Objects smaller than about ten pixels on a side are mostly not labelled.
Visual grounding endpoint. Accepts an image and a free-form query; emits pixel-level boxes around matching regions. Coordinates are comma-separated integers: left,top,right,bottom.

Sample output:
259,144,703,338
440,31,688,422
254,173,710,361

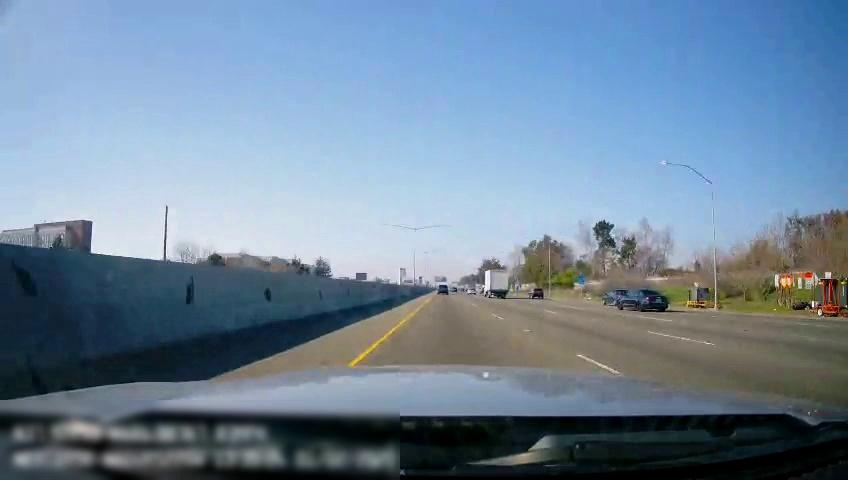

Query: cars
601,289,633,306
617,289,669,313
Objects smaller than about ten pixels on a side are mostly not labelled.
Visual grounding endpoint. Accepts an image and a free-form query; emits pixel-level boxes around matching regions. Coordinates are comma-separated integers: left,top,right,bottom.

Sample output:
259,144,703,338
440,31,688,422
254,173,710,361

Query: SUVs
437,284,449,294
528,287,544,298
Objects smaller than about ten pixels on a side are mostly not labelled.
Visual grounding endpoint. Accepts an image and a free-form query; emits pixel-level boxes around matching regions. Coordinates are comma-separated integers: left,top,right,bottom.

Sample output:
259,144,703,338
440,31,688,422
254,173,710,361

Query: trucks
483,270,509,298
